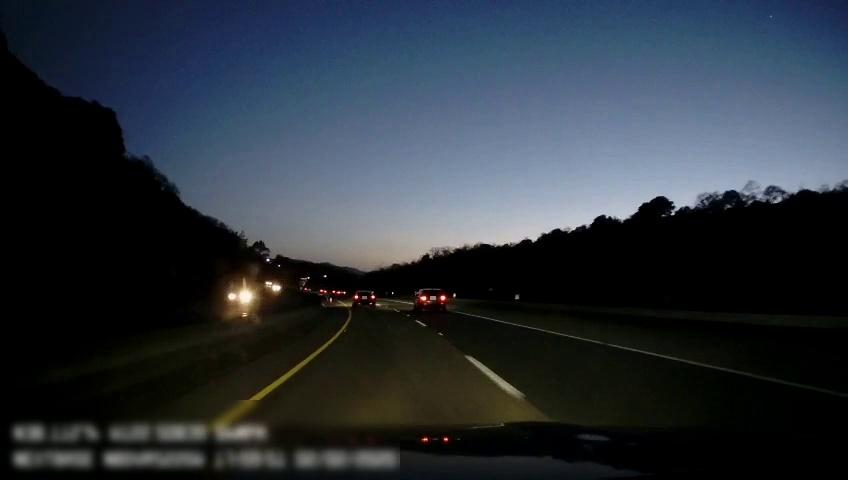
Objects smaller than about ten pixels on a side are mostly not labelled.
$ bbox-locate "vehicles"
[414,287,447,311]
[223,283,260,307]
[352,291,377,308]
